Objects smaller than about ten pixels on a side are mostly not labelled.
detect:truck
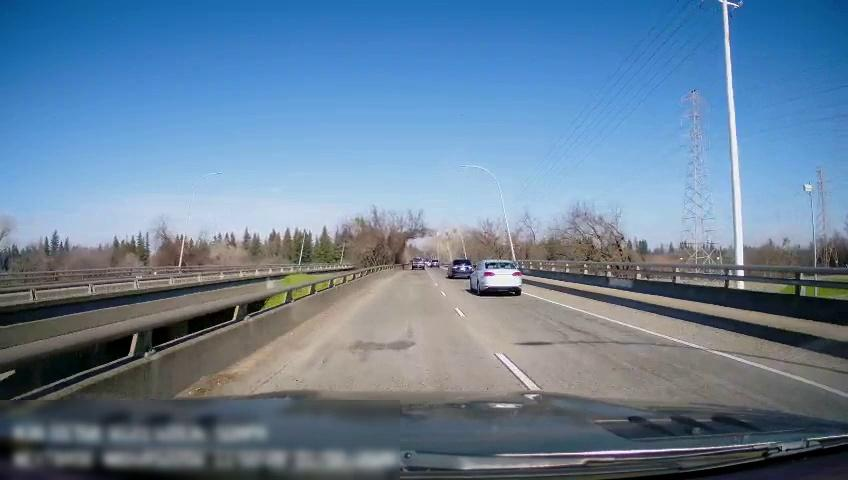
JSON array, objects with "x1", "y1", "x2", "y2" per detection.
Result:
[{"x1": 411, "y1": 257, "x2": 425, "y2": 270}]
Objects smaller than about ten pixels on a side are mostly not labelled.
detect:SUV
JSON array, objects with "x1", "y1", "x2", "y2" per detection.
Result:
[{"x1": 447, "y1": 260, "x2": 473, "y2": 279}]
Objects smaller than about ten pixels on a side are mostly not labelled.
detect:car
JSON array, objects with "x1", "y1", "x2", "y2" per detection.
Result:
[{"x1": 469, "y1": 259, "x2": 523, "y2": 296}]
